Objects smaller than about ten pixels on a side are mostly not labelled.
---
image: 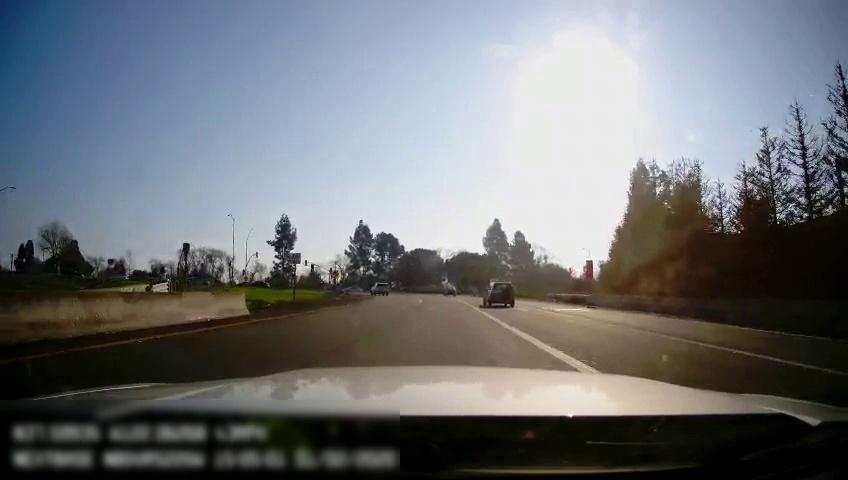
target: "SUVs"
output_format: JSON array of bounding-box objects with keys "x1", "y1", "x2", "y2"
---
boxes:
[
  {"x1": 482, "y1": 282, "x2": 515, "y2": 309},
  {"x1": 370, "y1": 282, "x2": 390, "y2": 296}
]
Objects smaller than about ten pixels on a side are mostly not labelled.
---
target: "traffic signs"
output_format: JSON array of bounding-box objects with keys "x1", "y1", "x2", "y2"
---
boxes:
[{"x1": 286, "y1": 253, "x2": 302, "y2": 265}]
